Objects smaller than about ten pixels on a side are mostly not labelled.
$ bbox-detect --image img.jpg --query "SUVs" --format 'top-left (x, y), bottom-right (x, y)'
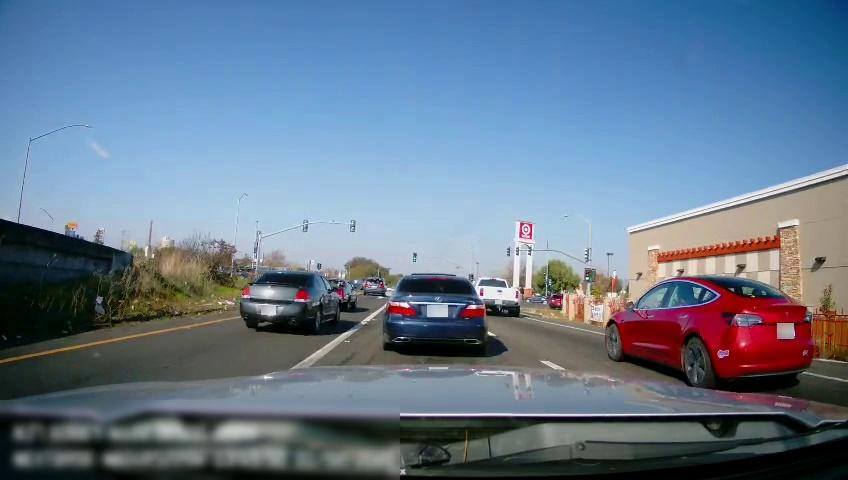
top-left (363, 276), bottom-right (386, 296)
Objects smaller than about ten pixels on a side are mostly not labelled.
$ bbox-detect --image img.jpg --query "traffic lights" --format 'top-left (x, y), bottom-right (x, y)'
top-left (589, 267), bottom-right (598, 283)
top-left (349, 218), bottom-right (357, 233)
top-left (302, 219), bottom-right (309, 233)
top-left (583, 267), bottom-right (593, 283)
top-left (583, 247), bottom-right (591, 264)
top-left (411, 252), bottom-right (418, 263)
top-left (514, 246), bottom-right (521, 257)
top-left (505, 246), bottom-right (511, 257)
top-left (526, 246), bottom-right (533, 257)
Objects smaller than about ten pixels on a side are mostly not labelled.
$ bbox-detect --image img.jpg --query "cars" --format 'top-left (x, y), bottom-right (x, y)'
top-left (381, 271), bottom-right (490, 352)
top-left (547, 292), bottom-right (564, 310)
top-left (320, 276), bottom-right (358, 312)
top-left (239, 270), bottom-right (342, 332)
top-left (527, 293), bottom-right (551, 304)
top-left (603, 273), bottom-right (818, 389)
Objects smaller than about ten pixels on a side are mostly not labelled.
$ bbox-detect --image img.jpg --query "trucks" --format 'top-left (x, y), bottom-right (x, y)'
top-left (472, 277), bottom-right (522, 318)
